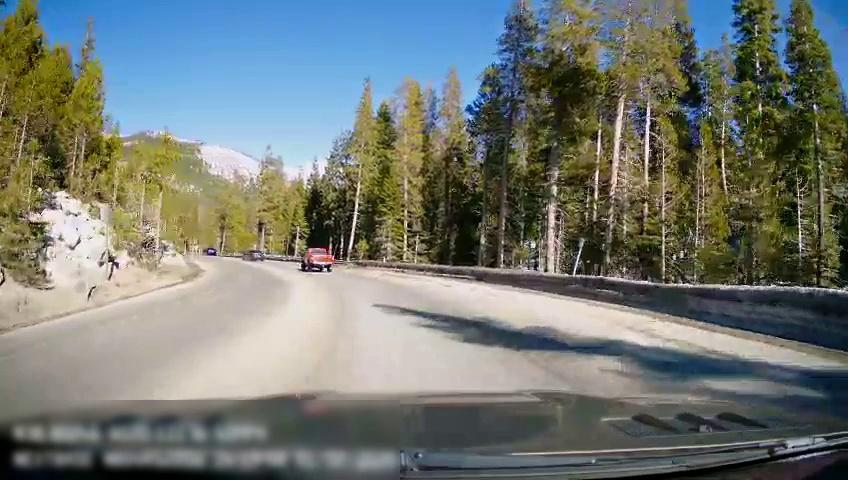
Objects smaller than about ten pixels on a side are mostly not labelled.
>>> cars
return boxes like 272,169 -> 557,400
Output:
242,248 -> 265,261
206,247 -> 218,256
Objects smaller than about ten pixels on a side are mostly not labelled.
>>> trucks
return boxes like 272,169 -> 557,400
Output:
301,248 -> 335,273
